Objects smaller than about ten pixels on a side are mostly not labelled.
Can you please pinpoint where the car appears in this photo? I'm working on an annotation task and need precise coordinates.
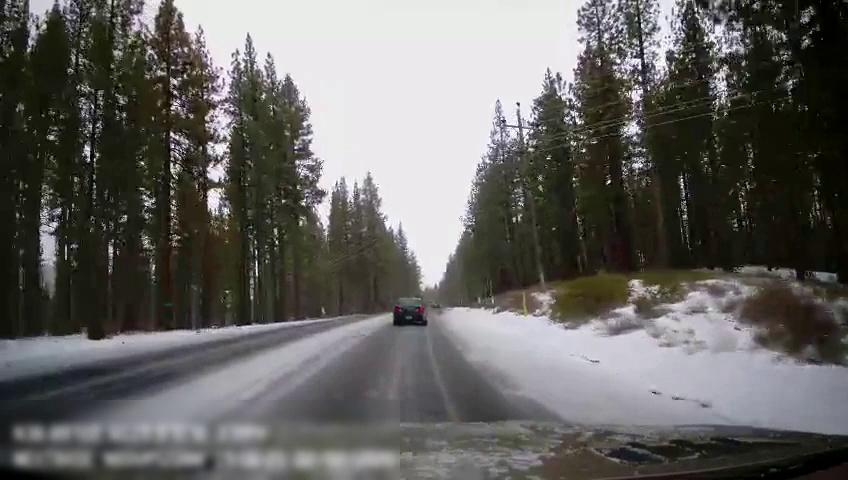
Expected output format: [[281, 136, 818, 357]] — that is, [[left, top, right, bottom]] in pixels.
[[392, 296, 428, 326]]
